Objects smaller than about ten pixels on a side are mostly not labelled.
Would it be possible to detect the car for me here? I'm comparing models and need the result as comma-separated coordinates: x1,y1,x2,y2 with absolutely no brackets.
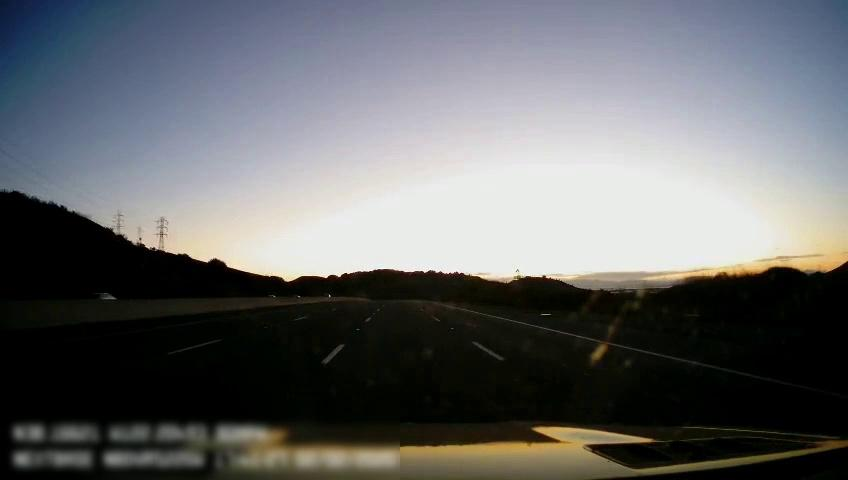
88,293,117,300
